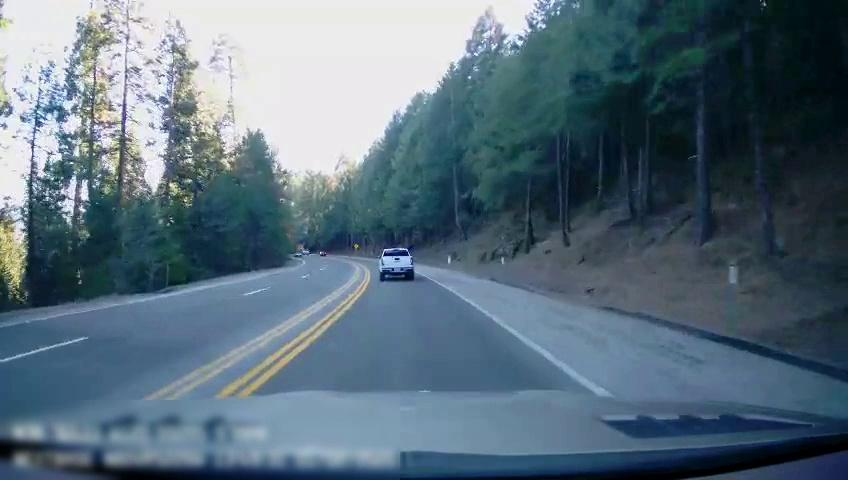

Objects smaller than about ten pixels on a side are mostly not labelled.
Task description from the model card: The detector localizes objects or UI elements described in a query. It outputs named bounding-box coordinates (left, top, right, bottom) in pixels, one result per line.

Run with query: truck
left=377, top=247, right=415, bottom=282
